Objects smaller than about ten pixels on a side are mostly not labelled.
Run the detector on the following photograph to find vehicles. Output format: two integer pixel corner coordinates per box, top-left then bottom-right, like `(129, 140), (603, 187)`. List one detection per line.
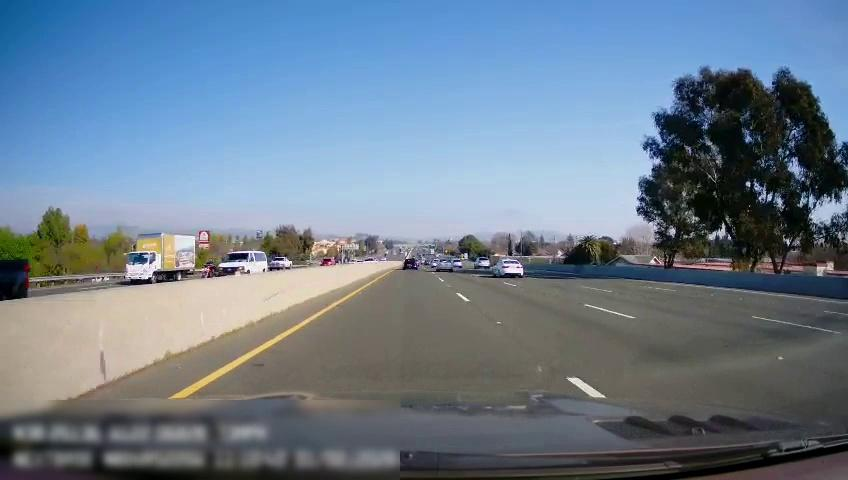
(124, 233), (196, 286)
(217, 250), (268, 277)
(452, 259), (462, 268)
(320, 257), (337, 266)
(492, 258), (524, 279)
(0, 257), (30, 301)
(402, 258), (418, 270)
(363, 257), (379, 263)
(435, 259), (453, 272)
(473, 256), (490, 268)
(430, 258), (443, 269)
(269, 256), (293, 272)
(347, 258), (357, 265)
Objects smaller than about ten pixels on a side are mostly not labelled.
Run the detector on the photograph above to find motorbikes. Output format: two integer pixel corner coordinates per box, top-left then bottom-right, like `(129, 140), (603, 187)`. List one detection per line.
(199, 256), (217, 280)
